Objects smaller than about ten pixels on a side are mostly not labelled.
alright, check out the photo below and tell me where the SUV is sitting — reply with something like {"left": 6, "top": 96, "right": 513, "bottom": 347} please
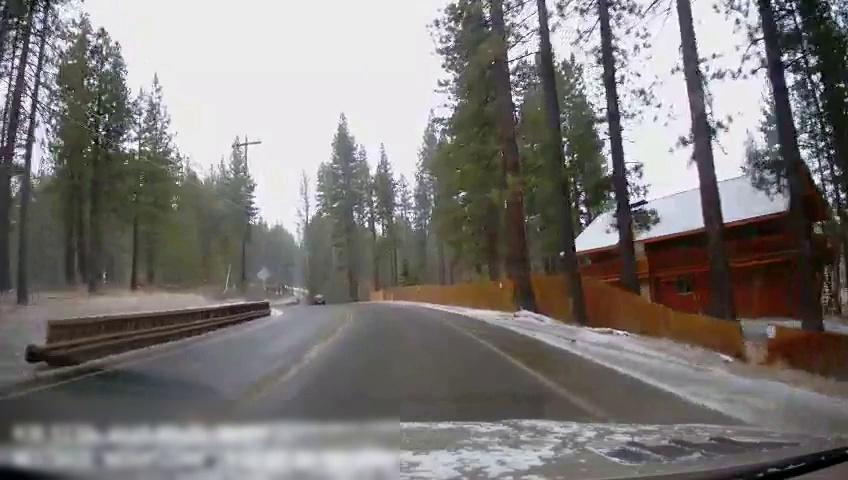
{"left": 311, "top": 295, "right": 327, "bottom": 306}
